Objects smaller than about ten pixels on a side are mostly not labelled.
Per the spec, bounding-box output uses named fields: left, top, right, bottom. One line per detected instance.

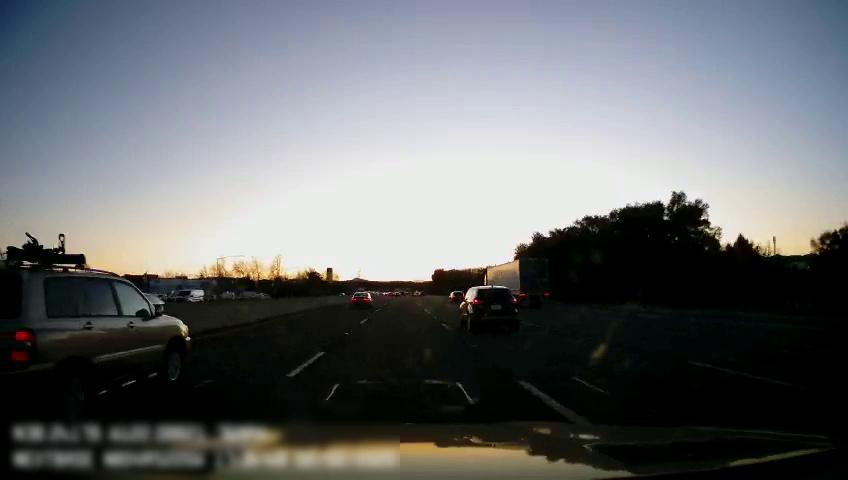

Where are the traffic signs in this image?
left=327, top=268, right=333, bottom=283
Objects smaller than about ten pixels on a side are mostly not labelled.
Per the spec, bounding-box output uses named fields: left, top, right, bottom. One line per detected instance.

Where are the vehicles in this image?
left=174, top=289, right=204, bottom=304
left=483, top=258, right=550, bottom=309
left=448, top=291, right=465, bottom=303
left=351, top=292, right=373, bottom=309
left=458, top=286, right=520, bottom=331
left=144, top=294, right=166, bottom=305
left=0, top=263, right=192, bottom=427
